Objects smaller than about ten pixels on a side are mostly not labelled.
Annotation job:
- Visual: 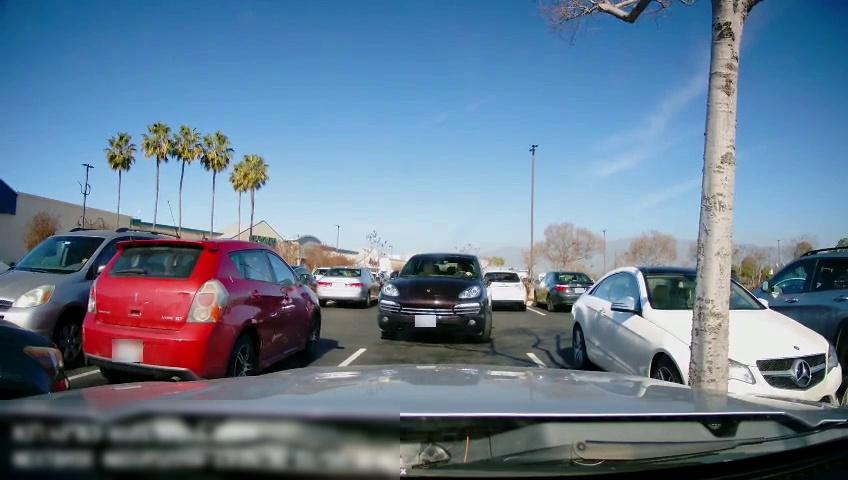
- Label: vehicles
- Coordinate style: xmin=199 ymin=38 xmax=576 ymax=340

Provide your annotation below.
xmin=570 ymin=266 xmax=845 ymax=407
xmin=0 ymin=319 xmax=71 ymax=402
xmin=0 ymin=226 xmax=203 ymax=370
xmin=732 ymin=246 xmax=848 ymax=396
xmin=377 ymin=253 xmax=492 ymax=344
xmin=366 ymin=272 xmax=390 ymax=290
xmin=273 ymin=266 xmax=326 ymax=292
xmin=81 ymin=239 xmax=322 ymax=385
xmin=315 ymin=267 xmax=382 ymax=308
xmin=730 ymin=269 xmax=742 ymax=287
xmin=532 ymin=271 xmax=599 ymax=313
xmin=308 ymin=267 xmax=352 ymax=289
xmin=479 ymin=271 xmax=528 ymax=314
